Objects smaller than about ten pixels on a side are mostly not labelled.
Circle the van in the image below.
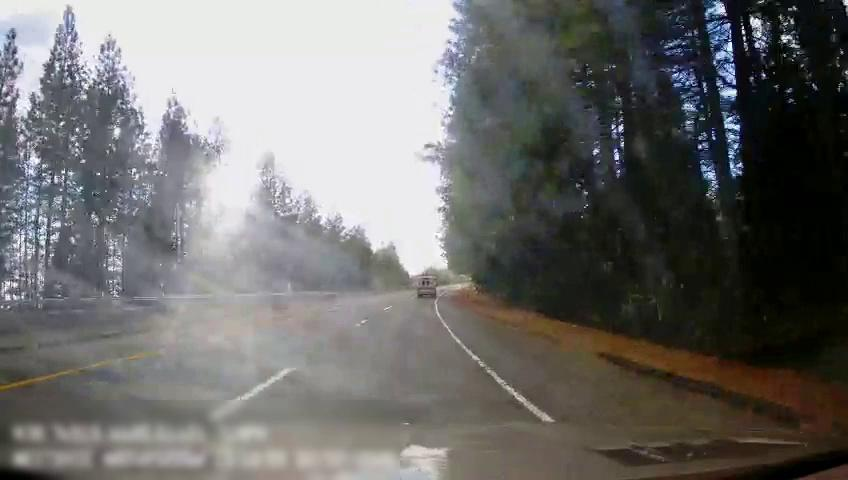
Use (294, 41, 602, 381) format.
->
(416, 276, 439, 299)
